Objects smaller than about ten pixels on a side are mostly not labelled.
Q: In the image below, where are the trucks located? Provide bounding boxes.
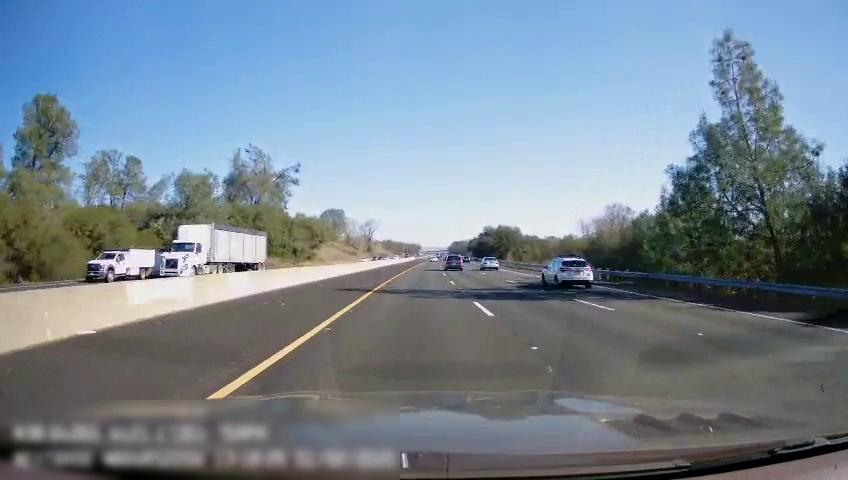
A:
[159,223,267,279]
[85,249,155,284]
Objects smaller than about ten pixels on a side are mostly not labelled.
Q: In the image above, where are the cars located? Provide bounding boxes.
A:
[480,256,499,271]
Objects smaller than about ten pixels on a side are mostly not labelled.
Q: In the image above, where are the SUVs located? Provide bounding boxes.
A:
[444,255,464,272]
[541,256,593,290]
